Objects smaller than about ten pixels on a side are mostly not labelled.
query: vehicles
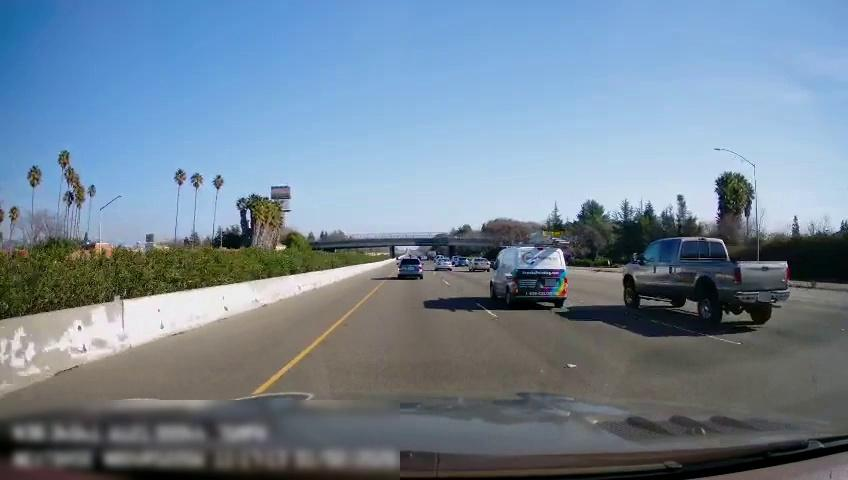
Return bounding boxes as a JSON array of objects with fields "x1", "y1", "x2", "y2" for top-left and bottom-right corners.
[
  {"x1": 455, "y1": 257, "x2": 468, "y2": 267},
  {"x1": 396, "y1": 257, "x2": 425, "y2": 280},
  {"x1": 434, "y1": 258, "x2": 453, "y2": 272},
  {"x1": 468, "y1": 257, "x2": 491, "y2": 273},
  {"x1": 621, "y1": 235, "x2": 791, "y2": 331},
  {"x1": 487, "y1": 247, "x2": 570, "y2": 309}
]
